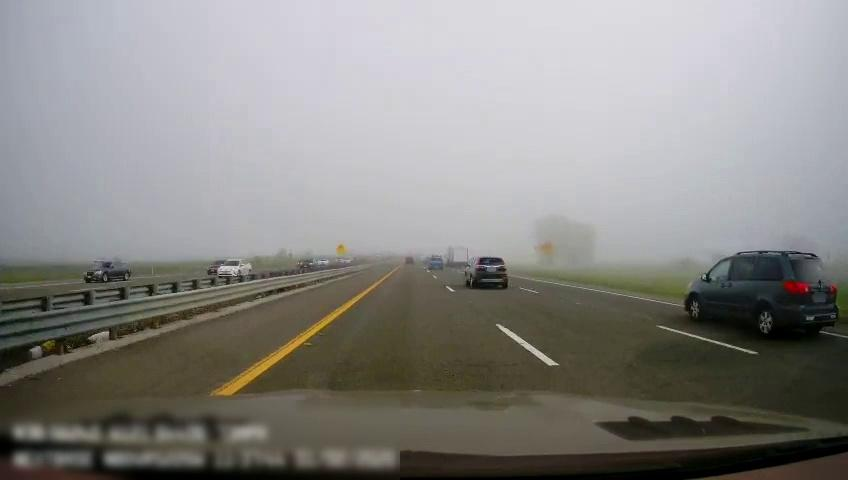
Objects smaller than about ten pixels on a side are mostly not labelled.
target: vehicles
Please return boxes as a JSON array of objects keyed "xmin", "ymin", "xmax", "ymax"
[
  {"xmin": 317, "ymin": 258, "xmax": 332, "ymax": 266},
  {"xmin": 216, "ymin": 258, "xmax": 254, "ymax": 278},
  {"xmin": 445, "ymin": 245, "xmax": 458, "ymax": 268},
  {"xmin": 451, "ymin": 246, "xmax": 470, "ymax": 267},
  {"xmin": 207, "ymin": 260, "xmax": 229, "ymax": 276},
  {"xmin": 683, "ymin": 249, "xmax": 841, "ymax": 339},
  {"xmin": 298, "ymin": 258, "xmax": 317, "ymax": 269},
  {"xmin": 464, "ymin": 255, "xmax": 510, "ymax": 290},
  {"xmin": 428, "ymin": 254, "xmax": 445, "ymax": 271},
  {"xmin": 83, "ymin": 261, "xmax": 133, "ymax": 284}
]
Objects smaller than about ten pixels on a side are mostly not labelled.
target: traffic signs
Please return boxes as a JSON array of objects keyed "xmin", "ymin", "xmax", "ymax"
[
  {"xmin": 335, "ymin": 243, "xmax": 348, "ymax": 255},
  {"xmin": 539, "ymin": 238, "xmax": 556, "ymax": 256}
]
